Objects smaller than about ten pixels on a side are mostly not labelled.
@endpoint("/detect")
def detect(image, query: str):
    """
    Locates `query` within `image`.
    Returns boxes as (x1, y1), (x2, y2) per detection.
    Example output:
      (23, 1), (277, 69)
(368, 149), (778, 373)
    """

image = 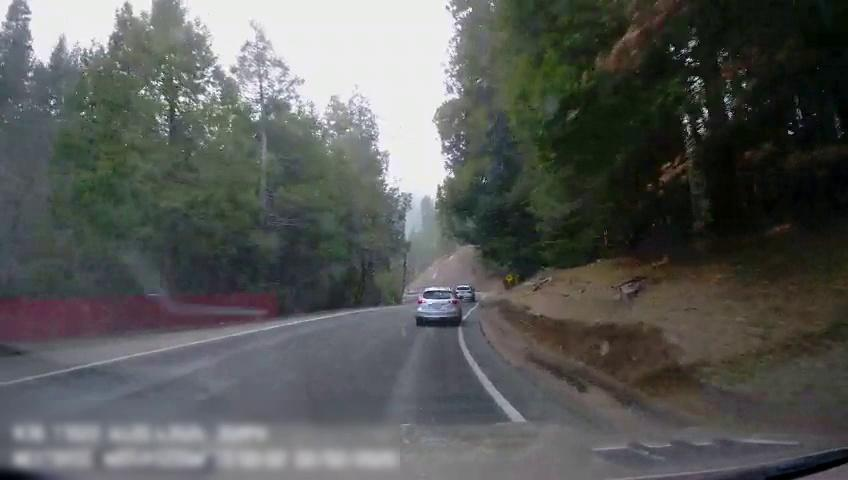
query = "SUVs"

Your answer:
(416, 287), (464, 326)
(455, 285), (475, 302)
